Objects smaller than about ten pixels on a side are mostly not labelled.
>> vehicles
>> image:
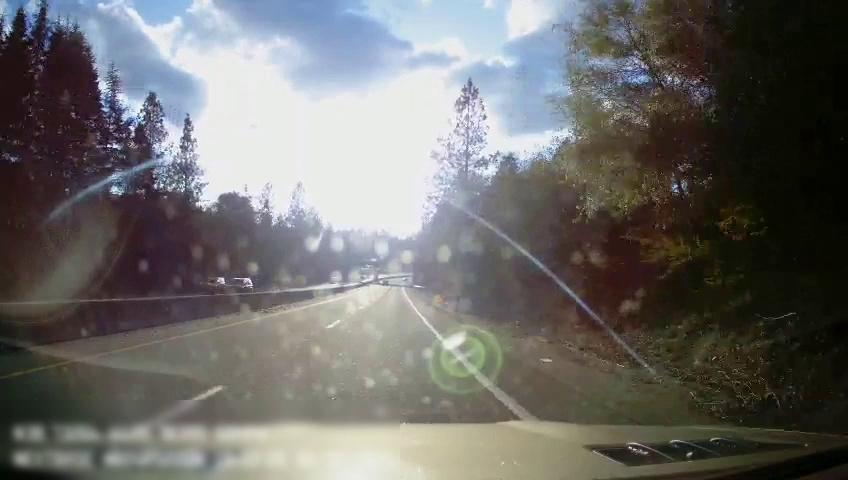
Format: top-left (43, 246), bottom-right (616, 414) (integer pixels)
top-left (198, 276), bottom-right (226, 295)
top-left (217, 277), bottom-right (254, 296)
